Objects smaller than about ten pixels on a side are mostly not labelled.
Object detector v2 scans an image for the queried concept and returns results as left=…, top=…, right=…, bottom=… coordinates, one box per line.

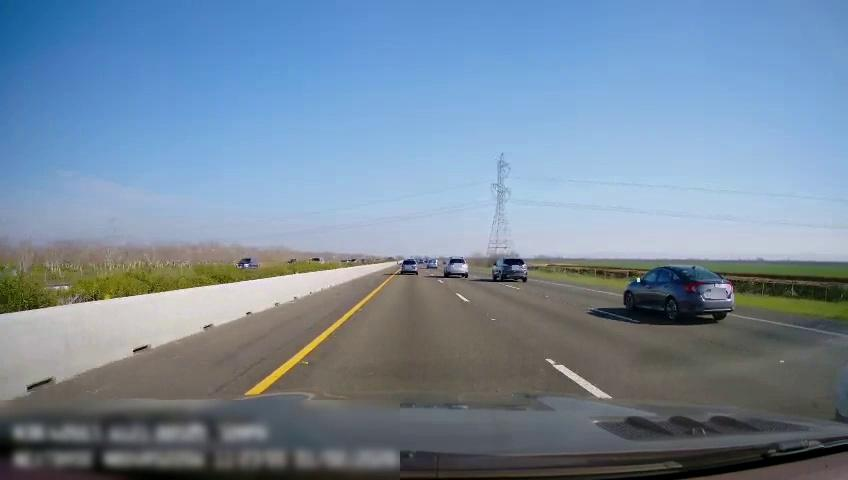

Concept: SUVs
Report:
left=491, top=256, right=530, bottom=282
left=444, top=257, right=470, bottom=278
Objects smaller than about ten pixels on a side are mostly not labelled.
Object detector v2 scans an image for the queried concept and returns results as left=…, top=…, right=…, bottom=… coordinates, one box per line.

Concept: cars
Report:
left=623, top=264, right=736, bottom=322
left=400, top=260, right=418, bottom=275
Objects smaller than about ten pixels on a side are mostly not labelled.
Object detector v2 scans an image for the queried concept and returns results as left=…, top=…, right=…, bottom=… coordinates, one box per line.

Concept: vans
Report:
left=235, top=257, right=262, bottom=270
